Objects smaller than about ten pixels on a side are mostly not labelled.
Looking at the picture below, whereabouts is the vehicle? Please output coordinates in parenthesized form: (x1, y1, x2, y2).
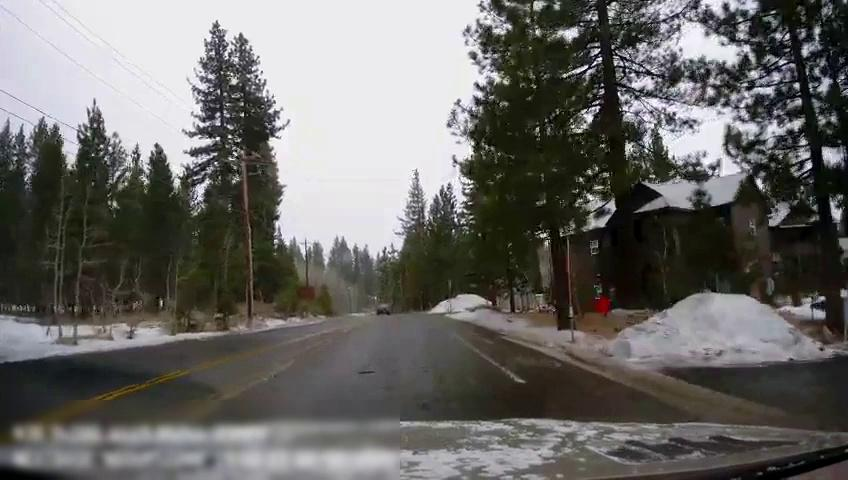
(376, 302, 393, 316)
